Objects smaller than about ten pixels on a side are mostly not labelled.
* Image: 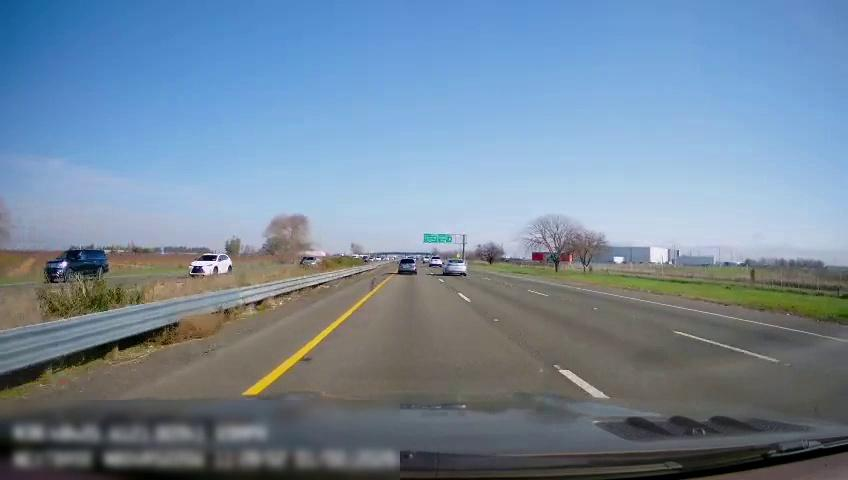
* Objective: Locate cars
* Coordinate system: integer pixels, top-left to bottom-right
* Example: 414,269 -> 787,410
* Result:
303,256 -> 321,266
442,257 -> 468,276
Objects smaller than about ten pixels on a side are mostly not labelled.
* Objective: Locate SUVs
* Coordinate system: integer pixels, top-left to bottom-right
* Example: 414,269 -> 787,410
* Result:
397,257 -> 417,274
188,254 -> 233,279
429,257 -> 443,268
43,249 -> 109,283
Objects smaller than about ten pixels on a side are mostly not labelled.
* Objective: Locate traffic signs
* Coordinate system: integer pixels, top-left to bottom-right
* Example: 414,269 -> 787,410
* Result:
423,232 -> 455,246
